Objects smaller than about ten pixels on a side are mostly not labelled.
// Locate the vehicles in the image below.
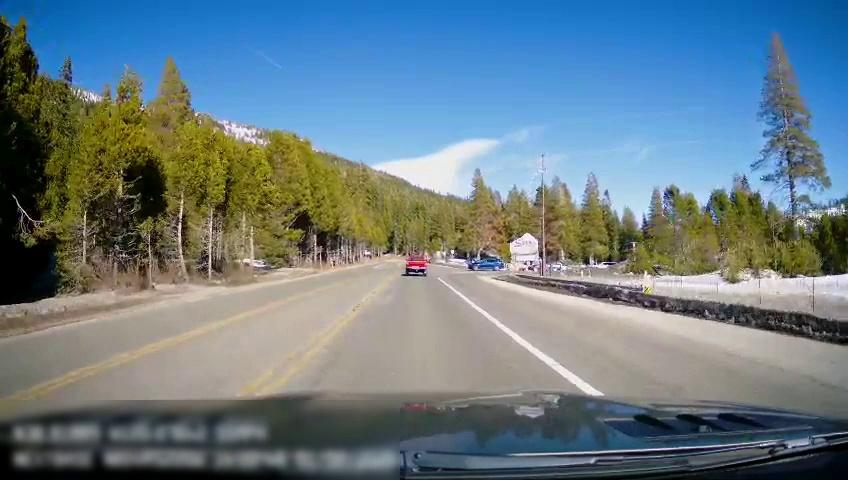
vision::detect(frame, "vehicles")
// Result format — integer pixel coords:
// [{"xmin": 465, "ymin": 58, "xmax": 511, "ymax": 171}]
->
[
  {"xmin": 527, "ymin": 259, "xmax": 558, "ymax": 273},
  {"xmin": 466, "ymin": 257, "xmax": 483, "ymax": 269},
  {"xmin": 591, "ymin": 261, "xmax": 618, "ymax": 271},
  {"xmin": 471, "ymin": 256, "xmax": 505, "ymax": 272},
  {"xmin": 405, "ymin": 254, "xmax": 427, "ymax": 277}
]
